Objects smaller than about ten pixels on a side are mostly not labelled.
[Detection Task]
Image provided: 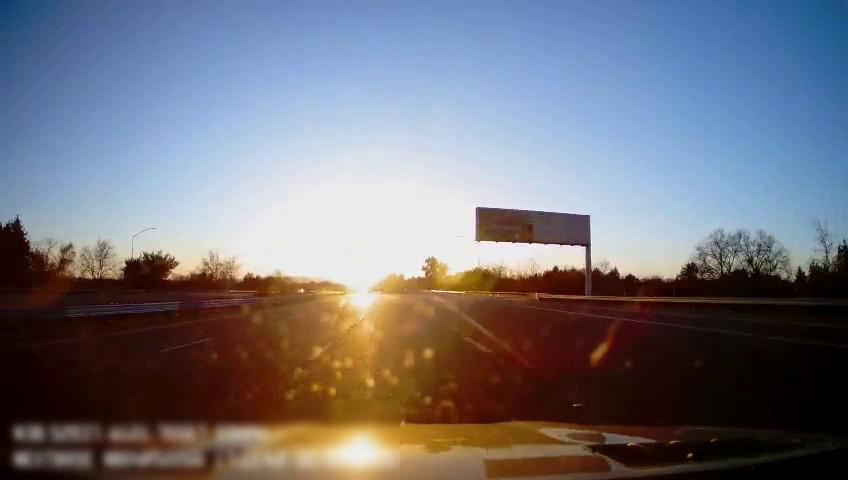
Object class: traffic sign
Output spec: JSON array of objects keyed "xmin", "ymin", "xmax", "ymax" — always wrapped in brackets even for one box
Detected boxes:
[{"xmin": 479, "ymin": 208, "xmax": 534, "ymax": 243}]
